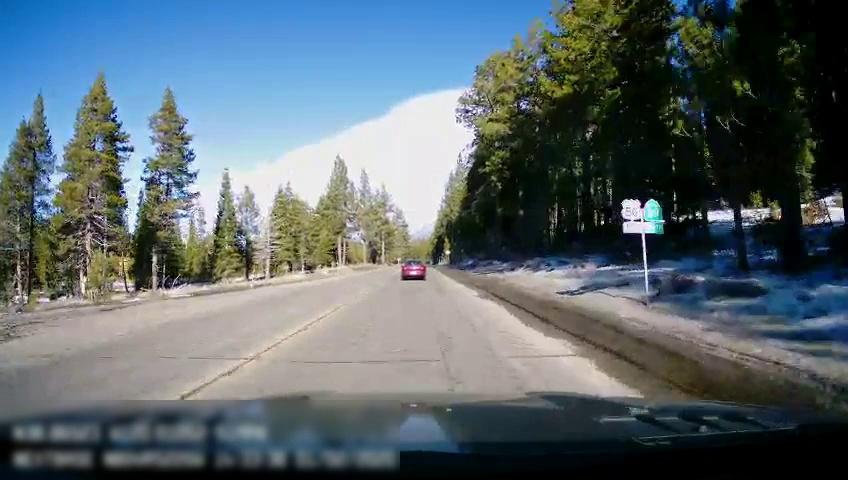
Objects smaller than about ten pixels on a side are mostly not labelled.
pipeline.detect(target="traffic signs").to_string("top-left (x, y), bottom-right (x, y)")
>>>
top-left (642, 199), bottom-right (665, 221)
top-left (623, 221), bottom-right (664, 236)
top-left (620, 198), bottom-right (641, 221)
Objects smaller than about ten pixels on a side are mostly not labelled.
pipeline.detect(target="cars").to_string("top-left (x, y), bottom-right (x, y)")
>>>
top-left (400, 257), bottom-right (427, 281)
